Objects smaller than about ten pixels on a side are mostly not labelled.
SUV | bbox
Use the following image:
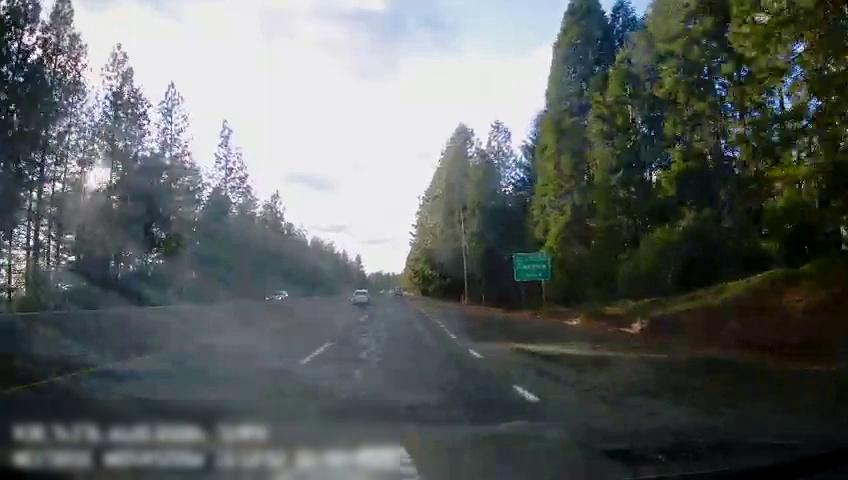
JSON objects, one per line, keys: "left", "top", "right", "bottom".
{"left": 262, "top": 290, "right": 291, "bottom": 303}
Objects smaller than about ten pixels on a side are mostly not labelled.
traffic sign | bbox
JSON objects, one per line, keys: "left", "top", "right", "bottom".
{"left": 511, "top": 252, "right": 553, "bottom": 283}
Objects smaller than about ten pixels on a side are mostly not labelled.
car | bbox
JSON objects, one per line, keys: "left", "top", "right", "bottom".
{"left": 352, "top": 290, "right": 370, "bottom": 307}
